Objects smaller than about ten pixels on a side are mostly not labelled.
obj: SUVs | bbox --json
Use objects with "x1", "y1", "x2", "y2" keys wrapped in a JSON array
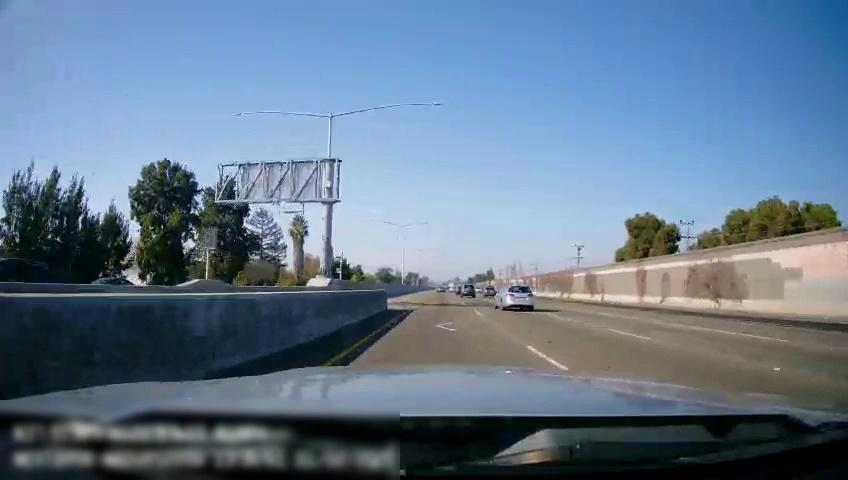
[{"x1": 460, "y1": 284, "x2": 476, "y2": 297}]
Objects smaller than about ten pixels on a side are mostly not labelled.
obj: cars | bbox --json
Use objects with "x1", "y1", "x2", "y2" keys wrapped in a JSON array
[
  {"x1": 494, "y1": 285, "x2": 535, "y2": 311},
  {"x1": 484, "y1": 287, "x2": 497, "y2": 297}
]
